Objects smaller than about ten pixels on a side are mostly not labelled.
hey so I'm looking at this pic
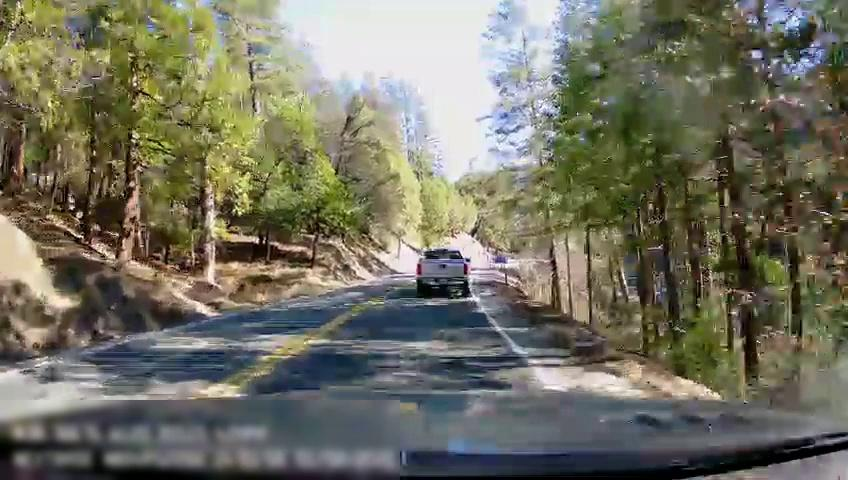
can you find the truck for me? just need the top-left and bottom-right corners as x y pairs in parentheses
(413, 246), (474, 295)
